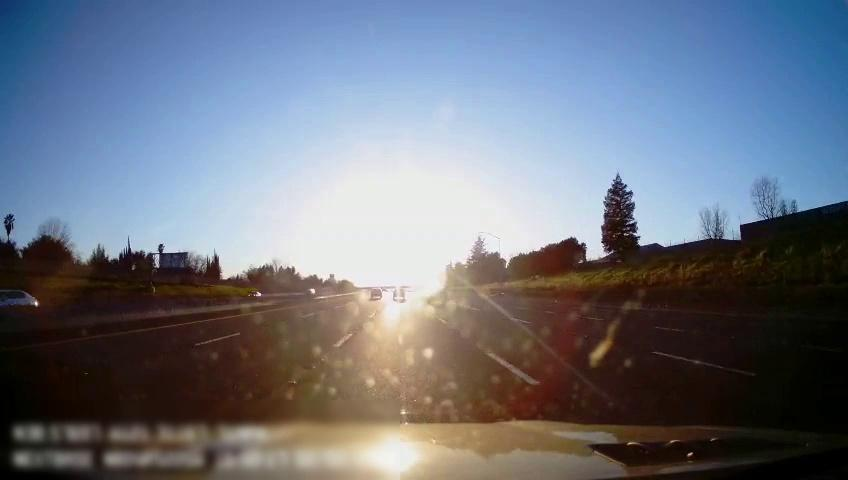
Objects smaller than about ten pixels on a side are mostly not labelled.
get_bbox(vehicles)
[247,290,262,298]
[0,289,40,311]
[392,288,405,301]
[370,288,383,299]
